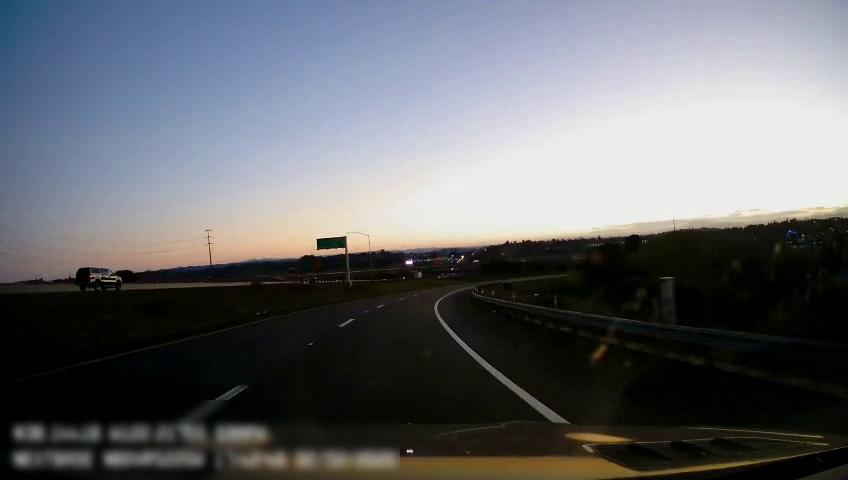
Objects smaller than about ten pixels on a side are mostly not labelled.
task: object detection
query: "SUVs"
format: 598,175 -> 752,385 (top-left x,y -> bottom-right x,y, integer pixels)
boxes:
74,267 -> 122,293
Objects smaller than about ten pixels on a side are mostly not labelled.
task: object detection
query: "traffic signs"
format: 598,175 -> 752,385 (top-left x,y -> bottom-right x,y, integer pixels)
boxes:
315,236 -> 345,250
316,260 -> 323,271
